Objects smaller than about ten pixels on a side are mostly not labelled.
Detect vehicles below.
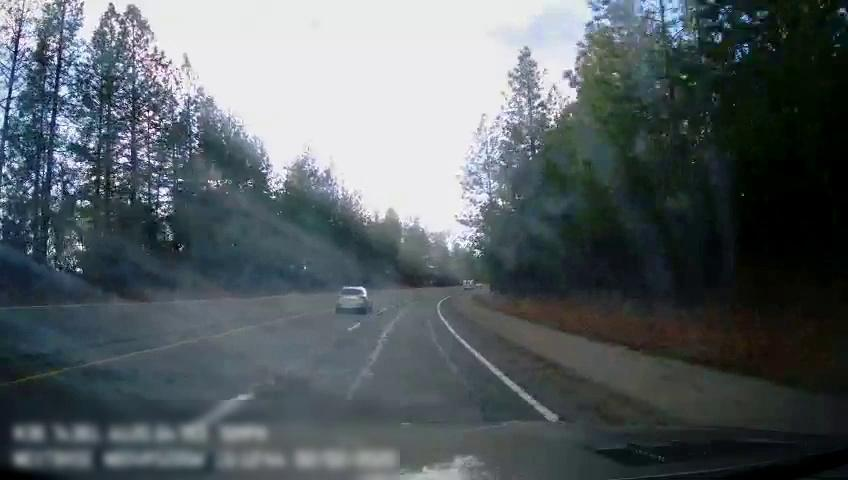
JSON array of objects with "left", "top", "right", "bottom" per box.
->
[
  {"left": 336, "top": 286, "right": 368, "bottom": 314},
  {"left": 461, "top": 278, "right": 475, "bottom": 291}
]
